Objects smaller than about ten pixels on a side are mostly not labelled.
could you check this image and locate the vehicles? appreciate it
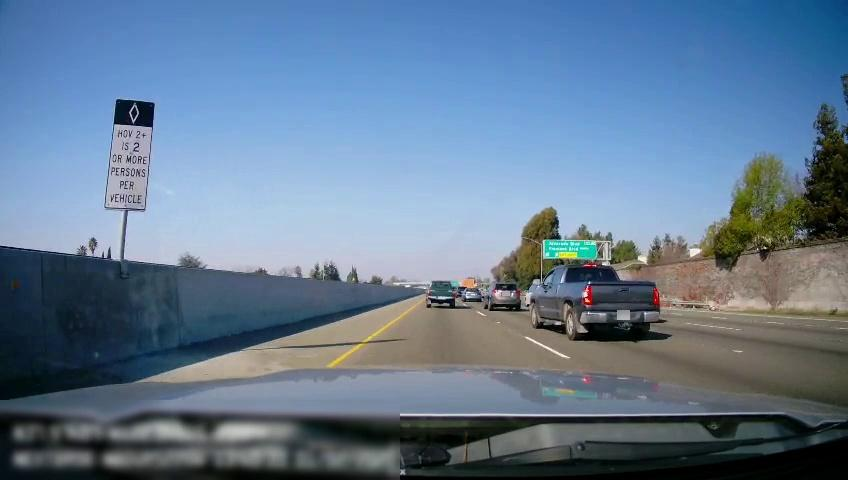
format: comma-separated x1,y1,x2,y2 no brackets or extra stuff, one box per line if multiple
525,285,538,308
483,283,522,312
460,287,483,303
426,279,457,310
528,264,660,342
454,286,465,299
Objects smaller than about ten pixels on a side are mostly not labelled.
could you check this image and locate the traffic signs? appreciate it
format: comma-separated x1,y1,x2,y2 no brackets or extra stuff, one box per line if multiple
542,239,598,261
103,99,154,210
